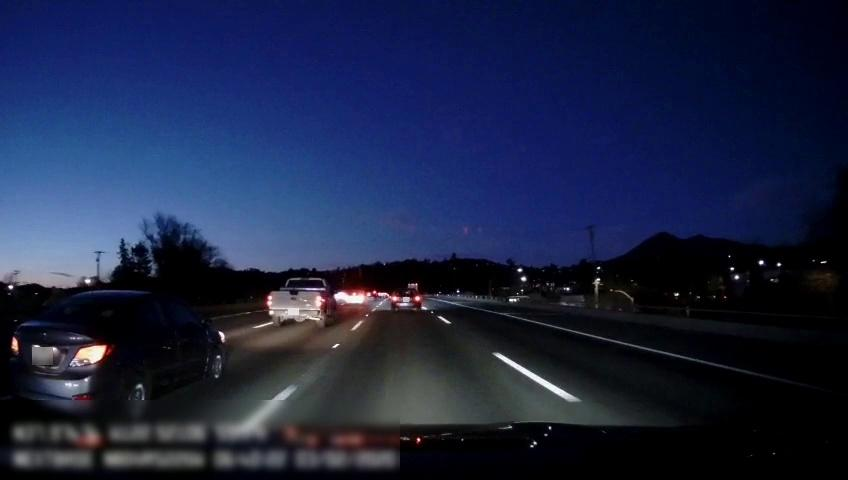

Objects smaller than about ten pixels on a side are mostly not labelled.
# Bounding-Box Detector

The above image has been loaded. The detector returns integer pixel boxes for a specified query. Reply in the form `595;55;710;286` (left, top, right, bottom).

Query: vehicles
408;283;418;291
8;290;227;423
345;291;366;305
267;278;337;328
391;287;421;311
332;291;349;301
362;288;378;300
